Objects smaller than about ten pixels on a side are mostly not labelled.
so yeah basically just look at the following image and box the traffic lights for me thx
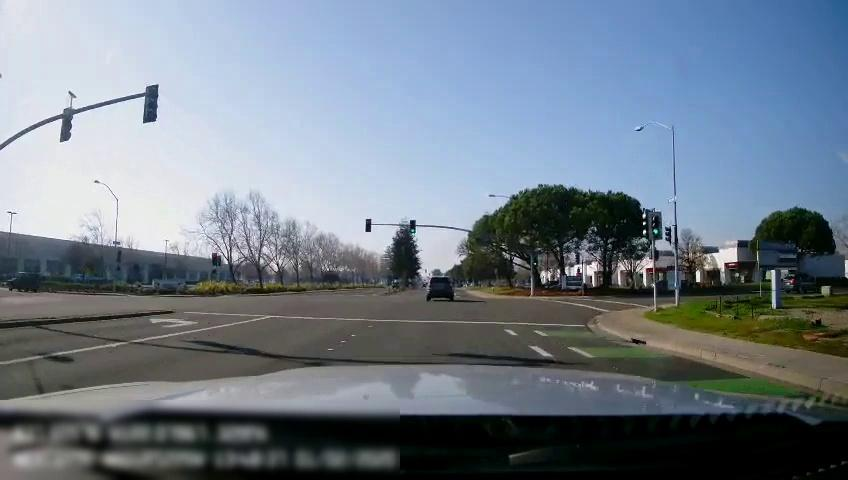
[649,250,660,260]
[648,211,663,240]
[642,208,655,239]
[664,226,673,246]
[365,218,371,233]
[409,219,416,234]
[60,107,73,142]
[142,84,159,124]
[211,253,218,266]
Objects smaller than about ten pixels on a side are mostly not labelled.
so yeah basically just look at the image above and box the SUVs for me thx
[426,276,454,301]
[783,273,822,294]
[7,272,41,293]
